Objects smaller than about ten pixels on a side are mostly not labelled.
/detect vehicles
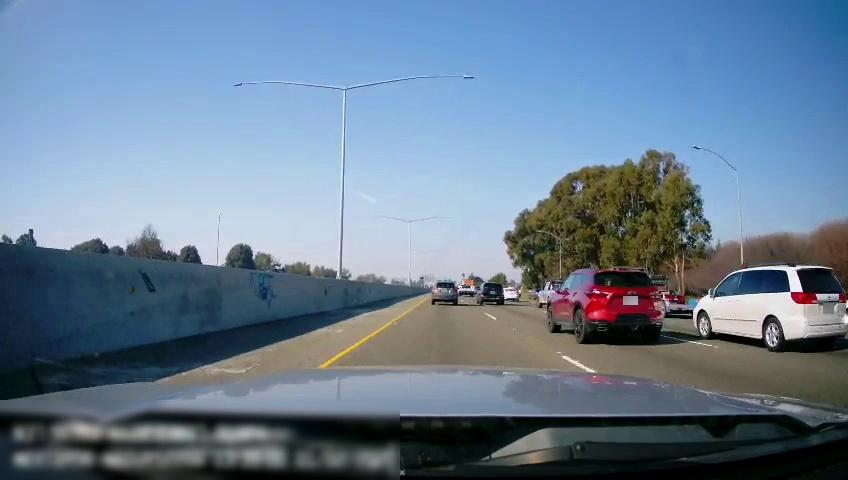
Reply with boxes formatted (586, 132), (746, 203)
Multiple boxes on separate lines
(692, 262), (848, 353)
(463, 278), (474, 286)
(545, 268), (666, 344)
(431, 279), (459, 306)
(526, 287), (540, 301)
(503, 286), (520, 302)
(458, 283), (474, 297)
(477, 280), (505, 305)
(661, 288), (699, 318)
(536, 280), (563, 309)
(611, 265), (667, 285)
